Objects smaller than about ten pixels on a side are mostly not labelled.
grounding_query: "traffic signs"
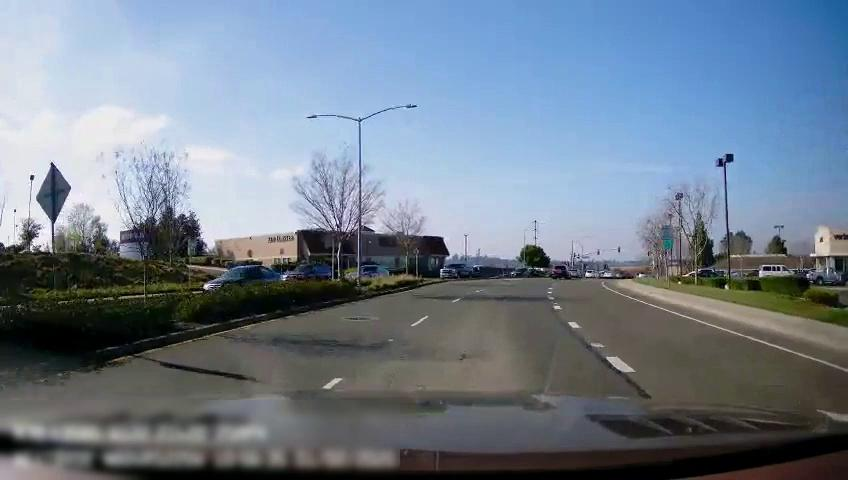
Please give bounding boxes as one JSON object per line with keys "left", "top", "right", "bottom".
{"left": 660, "top": 227, "right": 673, "bottom": 240}
{"left": 662, "top": 240, "right": 673, "bottom": 250}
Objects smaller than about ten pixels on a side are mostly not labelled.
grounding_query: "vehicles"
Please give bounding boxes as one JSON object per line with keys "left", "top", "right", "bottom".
{"left": 509, "top": 267, "right": 528, "bottom": 279}
{"left": 202, "top": 265, "right": 280, "bottom": 293}
{"left": 552, "top": 264, "right": 573, "bottom": 279}
{"left": 283, "top": 262, "right": 332, "bottom": 283}
{"left": 439, "top": 262, "right": 474, "bottom": 279}
{"left": 359, "top": 264, "right": 391, "bottom": 284}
